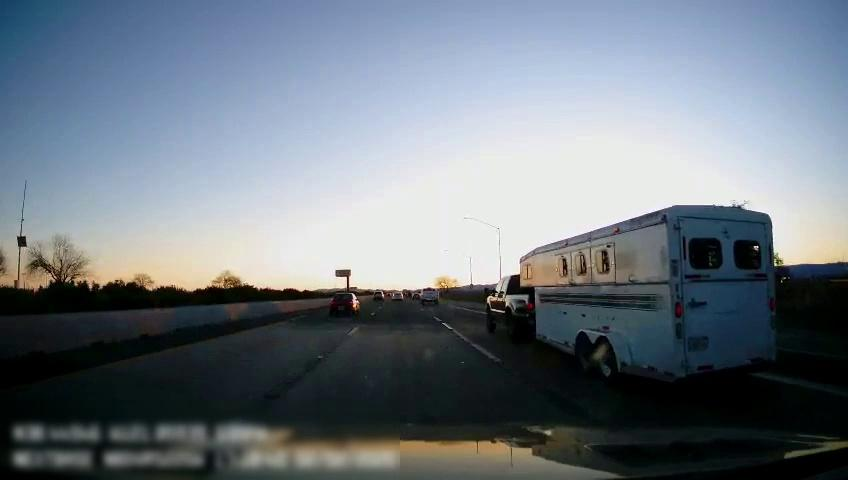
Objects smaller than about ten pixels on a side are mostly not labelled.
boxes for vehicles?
[419,288,440,306]
[519,203,779,388]
[372,291,385,302]
[391,291,404,302]
[329,292,360,317]
[483,274,536,343]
